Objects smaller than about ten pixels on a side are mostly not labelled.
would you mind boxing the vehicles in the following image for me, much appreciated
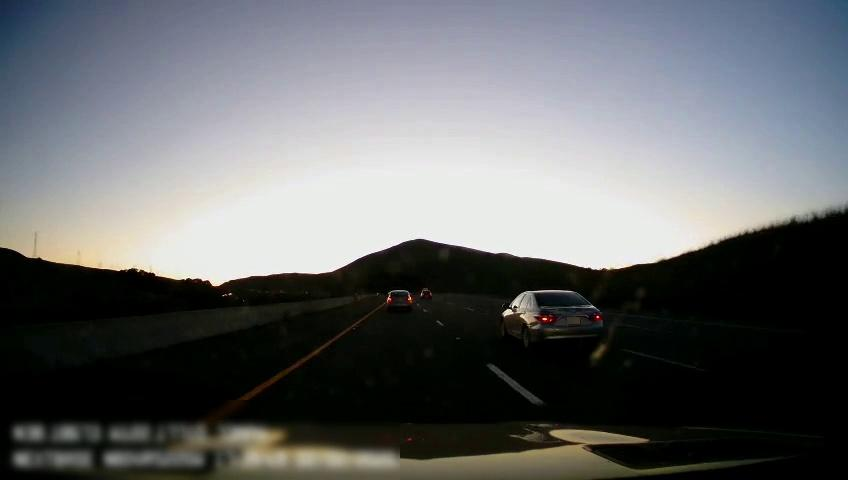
[500,290,603,352]
[386,290,412,312]
[420,290,432,299]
